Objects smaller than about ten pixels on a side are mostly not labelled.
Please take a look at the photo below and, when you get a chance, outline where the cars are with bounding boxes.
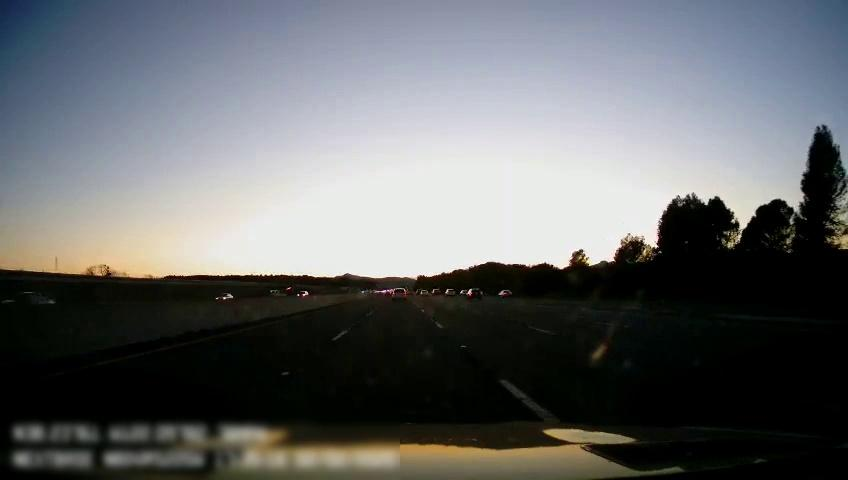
[1,291,55,304]
[497,289,513,298]
[215,293,234,301]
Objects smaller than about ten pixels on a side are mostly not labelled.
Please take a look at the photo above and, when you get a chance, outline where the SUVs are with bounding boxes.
[444,288,456,297]
[296,290,310,297]
[466,288,482,299]
[391,287,408,303]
